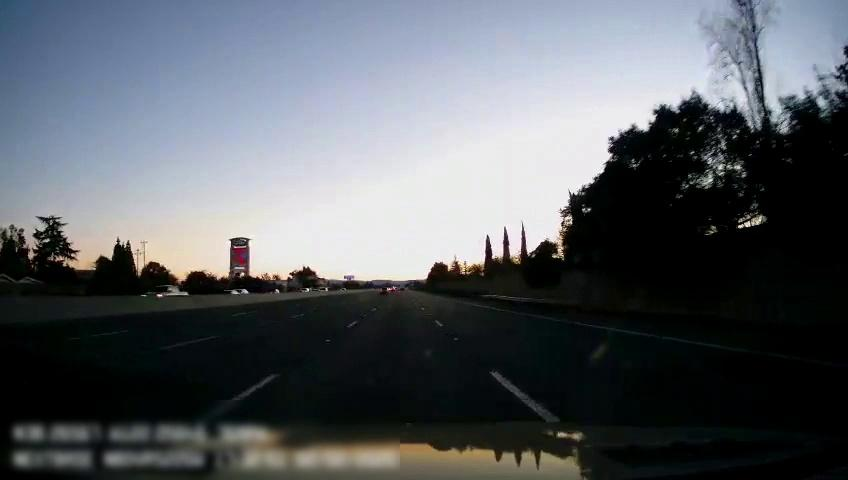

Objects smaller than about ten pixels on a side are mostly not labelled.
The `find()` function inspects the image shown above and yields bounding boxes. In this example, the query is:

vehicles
[269,289,280,294]
[220,290,240,296]
[318,287,329,292]
[140,285,189,299]
[298,288,310,294]
[232,288,249,296]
